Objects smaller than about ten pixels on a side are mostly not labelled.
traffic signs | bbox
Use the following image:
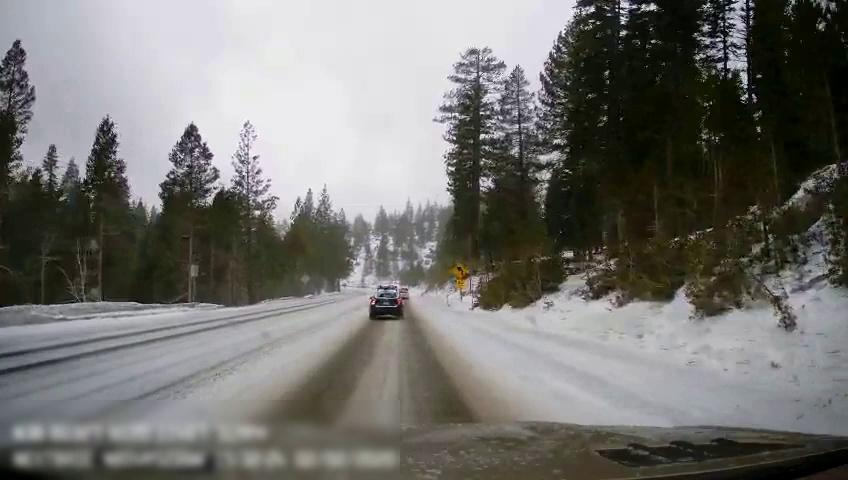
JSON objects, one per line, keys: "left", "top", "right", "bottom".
{"left": 449, "top": 262, "right": 470, "bottom": 280}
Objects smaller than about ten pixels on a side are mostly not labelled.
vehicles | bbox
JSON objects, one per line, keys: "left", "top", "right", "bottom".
{"left": 395, "top": 287, "right": 410, "bottom": 299}
{"left": 369, "top": 284, "right": 406, "bottom": 322}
